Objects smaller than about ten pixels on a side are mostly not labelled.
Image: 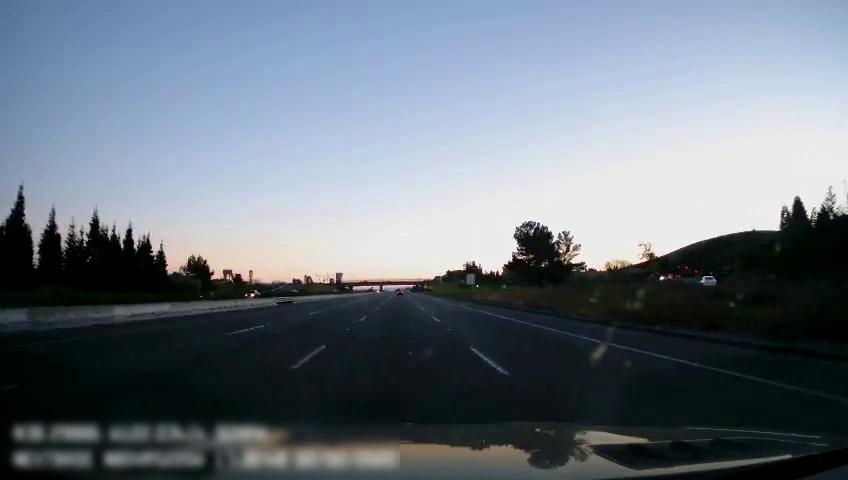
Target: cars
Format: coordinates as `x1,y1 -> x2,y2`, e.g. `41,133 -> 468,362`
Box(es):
243,289 -> 261,300
700,275 -> 717,287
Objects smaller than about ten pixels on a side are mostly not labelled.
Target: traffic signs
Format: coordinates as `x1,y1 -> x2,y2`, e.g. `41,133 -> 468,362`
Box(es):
466,273 -> 476,286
